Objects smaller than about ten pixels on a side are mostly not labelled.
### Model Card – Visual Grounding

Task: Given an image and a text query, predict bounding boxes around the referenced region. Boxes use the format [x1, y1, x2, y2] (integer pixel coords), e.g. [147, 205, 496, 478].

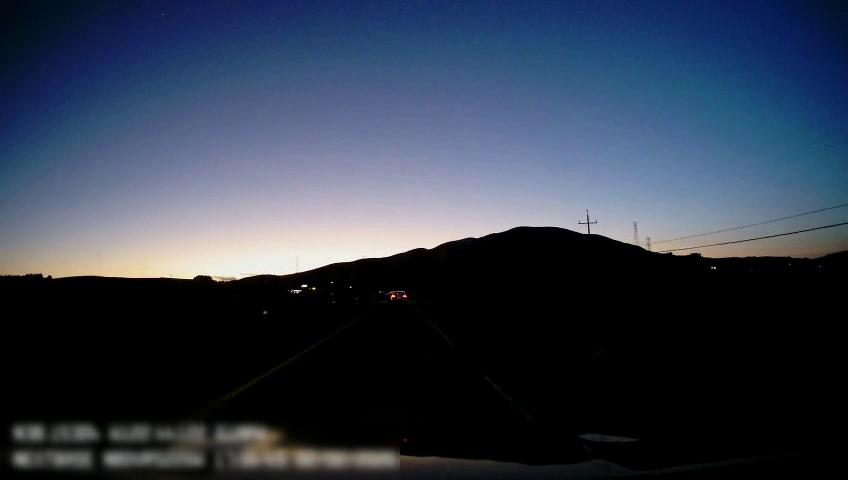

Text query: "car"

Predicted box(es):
[390, 290, 407, 304]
